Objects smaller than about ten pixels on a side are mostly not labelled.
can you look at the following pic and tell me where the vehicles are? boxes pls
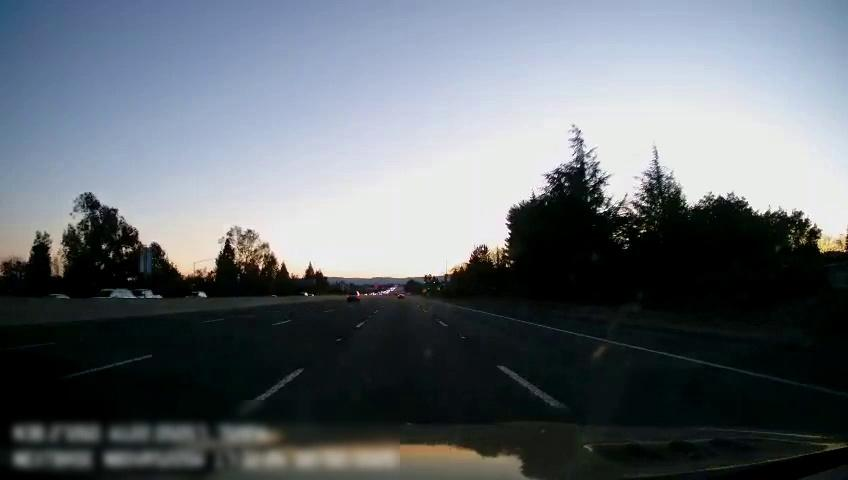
[347,290,361,303]
[128,289,162,300]
[89,288,136,300]
[185,291,207,299]
[298,292,309,298]
[43,294,71,301]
